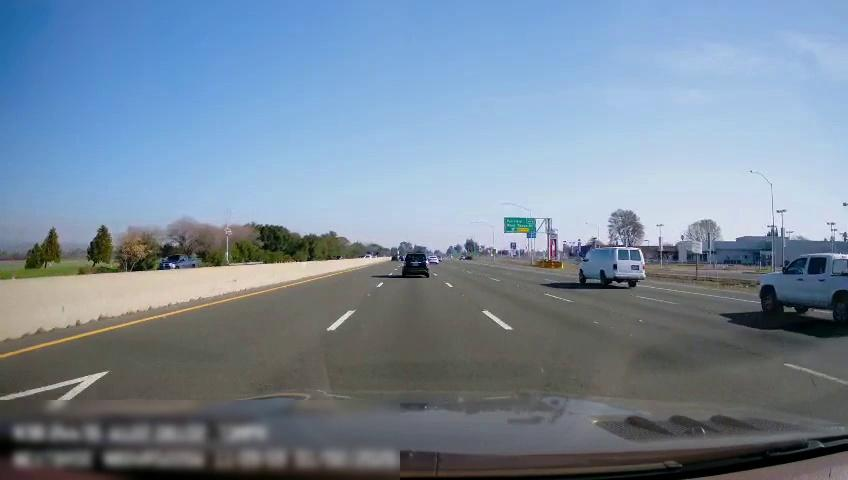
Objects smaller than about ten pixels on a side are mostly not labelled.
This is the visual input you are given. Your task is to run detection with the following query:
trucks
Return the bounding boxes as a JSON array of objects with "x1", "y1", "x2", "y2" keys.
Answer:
[
  {"x1": 758, "y1": 252, "x2": 848, "y2": 327},
  {"x1": 155, "y1": 254, "x2": 200, "y2": 271}
]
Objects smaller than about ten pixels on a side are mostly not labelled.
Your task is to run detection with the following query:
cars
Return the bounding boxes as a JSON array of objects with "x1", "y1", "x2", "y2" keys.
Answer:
[{"x1": 427, "y1": 256, "x2": 439, "y2": 265}]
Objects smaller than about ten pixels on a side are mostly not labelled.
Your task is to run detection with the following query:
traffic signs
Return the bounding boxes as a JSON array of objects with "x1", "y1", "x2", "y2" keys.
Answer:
[{"x1": 503, "y1": 216, "x2": 537, "y2": 234}]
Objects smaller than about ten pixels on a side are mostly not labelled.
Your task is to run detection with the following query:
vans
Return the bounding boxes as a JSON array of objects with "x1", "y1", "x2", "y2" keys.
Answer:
[{"x1": 577, "y1": 245, "x2": 647, "y2": 289}]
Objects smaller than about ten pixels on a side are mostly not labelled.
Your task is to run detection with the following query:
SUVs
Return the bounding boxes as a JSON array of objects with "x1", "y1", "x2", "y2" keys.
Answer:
[{"x1": 400, "y1": 251, "x2": 430, "y2": 279}]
